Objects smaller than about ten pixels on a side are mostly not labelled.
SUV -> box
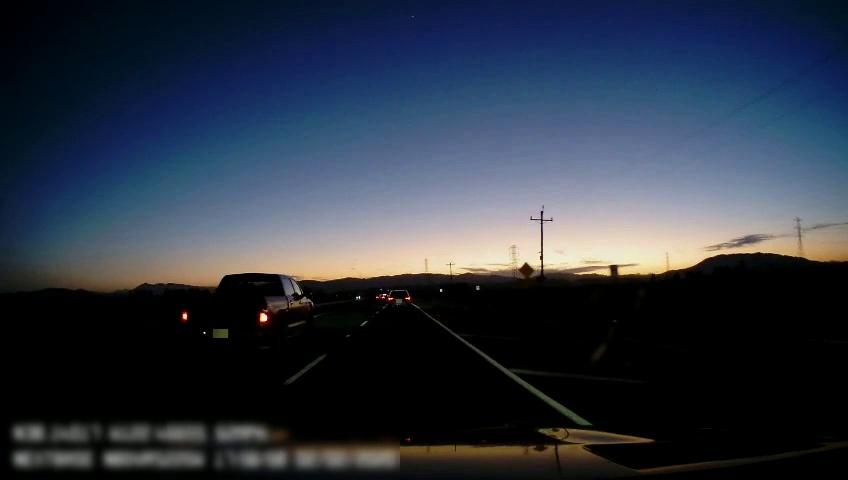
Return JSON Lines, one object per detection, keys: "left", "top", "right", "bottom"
{"left": 387, "top": 289, "right": 412, "bottom": 309}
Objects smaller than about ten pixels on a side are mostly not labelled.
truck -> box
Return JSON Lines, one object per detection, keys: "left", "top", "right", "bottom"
{"left": 178, "top": 273, "right": 315, "bottom": 362}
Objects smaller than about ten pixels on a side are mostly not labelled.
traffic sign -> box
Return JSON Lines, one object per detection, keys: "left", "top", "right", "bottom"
{"left": 519, "top": 263, "right": 535, "bottom": 279}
